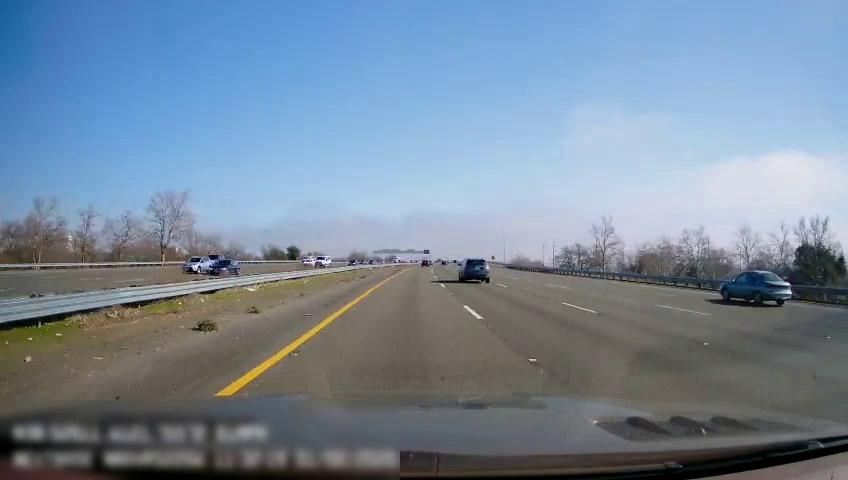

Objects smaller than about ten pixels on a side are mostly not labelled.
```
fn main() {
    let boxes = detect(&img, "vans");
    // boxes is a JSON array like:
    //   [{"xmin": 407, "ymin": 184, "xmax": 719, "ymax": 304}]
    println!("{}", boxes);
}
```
[{"xmin": 313, "ymin": 255, "xmax": 332, "ymax": 269}]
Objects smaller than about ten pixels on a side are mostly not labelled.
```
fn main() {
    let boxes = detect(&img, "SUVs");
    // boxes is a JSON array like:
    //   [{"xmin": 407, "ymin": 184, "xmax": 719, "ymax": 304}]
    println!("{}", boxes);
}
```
[
  {"xmin": 457, "ymin": 258, "xmax": 490, "ymax": 283},
  {"xmin": 206, "ymin": 254, "xmax": 227, "ymax": 268}
]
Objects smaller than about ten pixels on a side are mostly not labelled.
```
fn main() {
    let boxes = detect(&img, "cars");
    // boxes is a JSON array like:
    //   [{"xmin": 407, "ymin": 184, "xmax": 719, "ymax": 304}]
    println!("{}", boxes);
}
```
[
  {"xmin": 208, "ymin": 258, "xmax": 240, "ymax": 277},
  {"xmin": 182, "ymin": 255, "xmax": 214, "ymax": 275},
  {"xmin": 720, "ymin": 269, "xmax": 793, "ymax": 306},
  {"xmin": 302, "ymin": 258, "xmax": 316, "ymax": 269}
]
